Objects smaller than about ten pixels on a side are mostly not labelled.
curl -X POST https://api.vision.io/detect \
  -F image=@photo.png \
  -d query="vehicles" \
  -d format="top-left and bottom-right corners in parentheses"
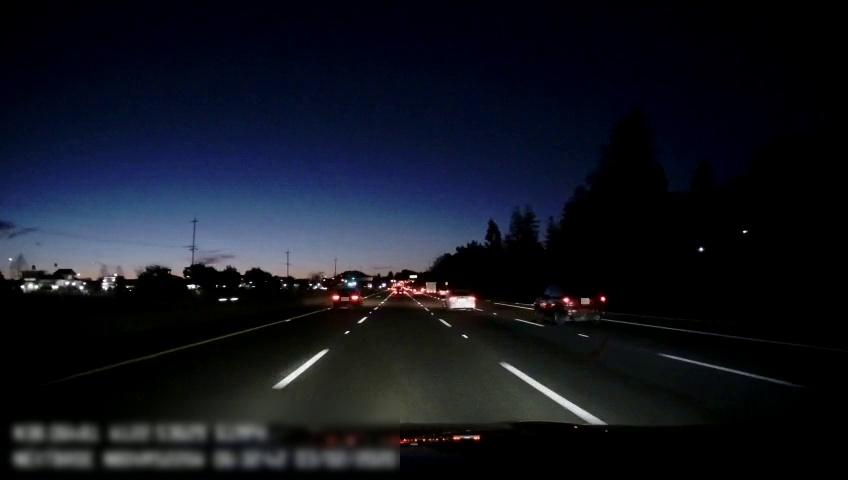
top-left (424, 281), bottom-right (437, 298)
top-left (441, 288), bottom-right (476, 312)
top-left (332, 288), bottom-right (364, 314)
top-left (217, 294), bottom-right (250, 304)
top-left (532, 282), bottom-right (606, 325)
